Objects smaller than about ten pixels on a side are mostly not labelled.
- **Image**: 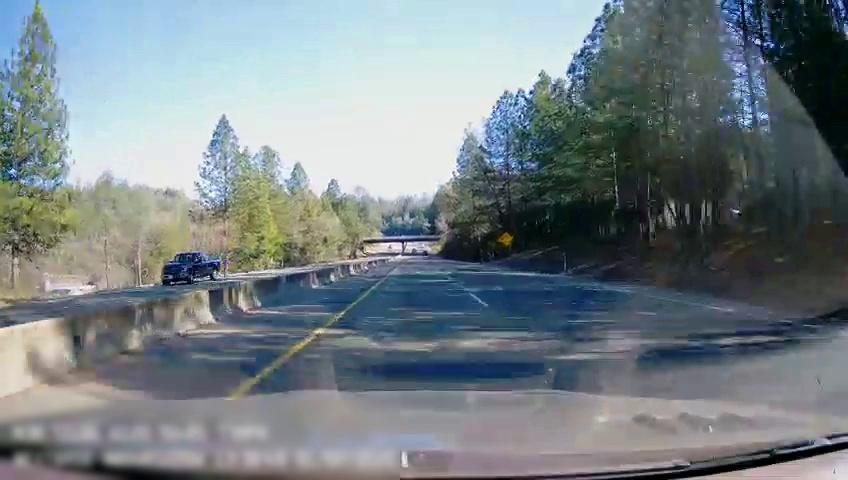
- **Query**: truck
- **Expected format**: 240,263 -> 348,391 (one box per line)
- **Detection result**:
160,251 -> 222,287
